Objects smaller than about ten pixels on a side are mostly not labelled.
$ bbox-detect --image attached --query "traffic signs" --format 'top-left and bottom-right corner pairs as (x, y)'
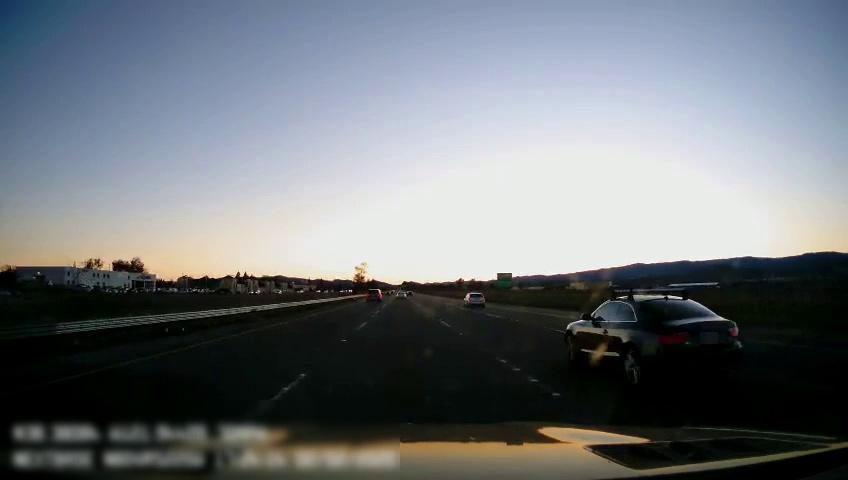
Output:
(497, 272), (513, 288)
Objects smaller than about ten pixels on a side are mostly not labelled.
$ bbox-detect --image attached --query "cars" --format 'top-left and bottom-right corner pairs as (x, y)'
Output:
(561, 294), (743, 394)
(395, 291), (407, 301)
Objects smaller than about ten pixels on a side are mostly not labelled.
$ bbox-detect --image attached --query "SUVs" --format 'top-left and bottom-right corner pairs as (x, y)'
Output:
(463, 292), (486, 309)
(365, 289), (382, 303)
